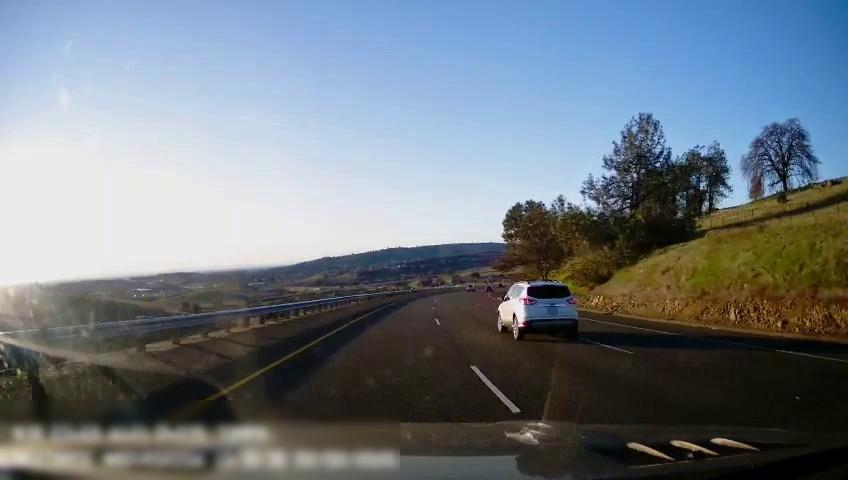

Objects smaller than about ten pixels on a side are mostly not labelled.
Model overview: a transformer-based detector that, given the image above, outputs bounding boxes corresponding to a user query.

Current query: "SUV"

[496,281,579,341]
